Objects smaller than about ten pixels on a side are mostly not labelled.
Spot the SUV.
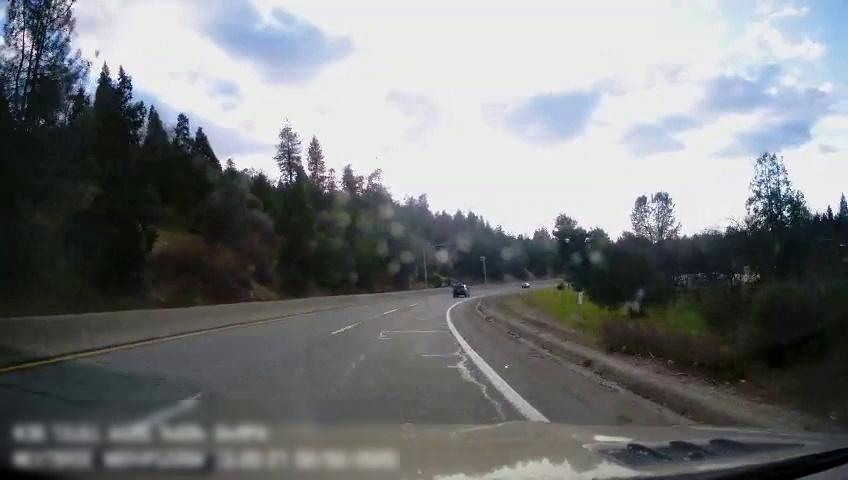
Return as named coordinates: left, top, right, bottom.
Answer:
left=452, top=283, right=471, bottom=298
